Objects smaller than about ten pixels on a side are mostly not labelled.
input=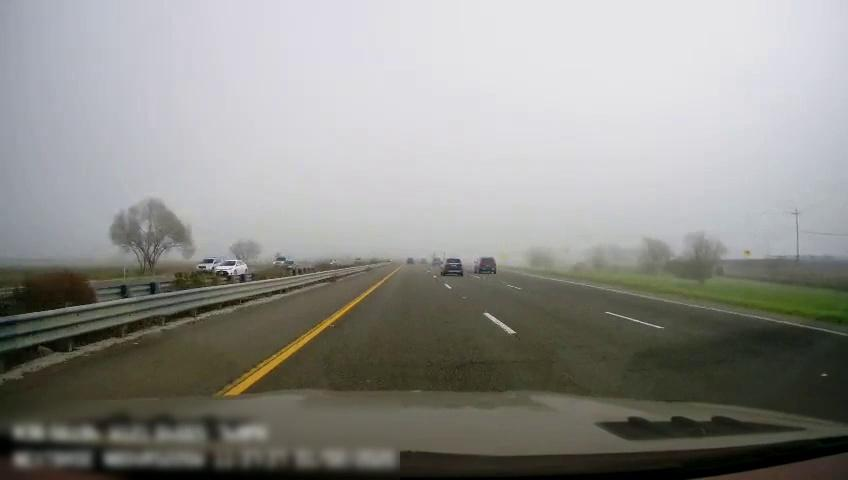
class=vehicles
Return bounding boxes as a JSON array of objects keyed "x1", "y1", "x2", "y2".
[
  {"x1": 213, "y1": 259, "x2": 249, "y2": 277},
  {"x1": 271, "y1": 256, "x2": 291, "y2": 267},
  {"x1": 440, "y1": 257, "x2": 464, "y2": 277},
  {"x1": 431, "y1": 257, "x2": 443, "y2": 267},
  {"x1": 474, "y1": 256, "x2": 498, "y2": 275},
  {"x1": 195, "y1": 257, "x2": 227, "y2": 275},
  {"x1": 280, "y1": 260, "x2": 300, "y2": 270}
]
